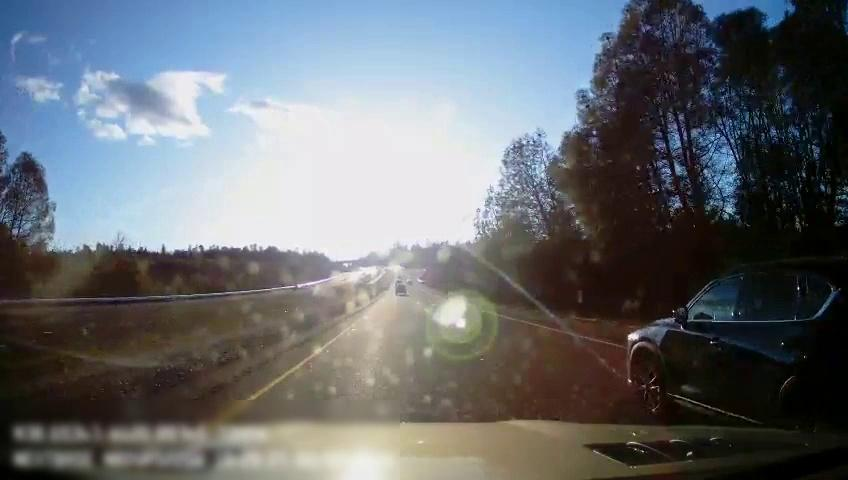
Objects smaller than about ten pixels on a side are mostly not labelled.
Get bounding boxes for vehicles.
[627,257,848,434]
[395,284,407,295]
